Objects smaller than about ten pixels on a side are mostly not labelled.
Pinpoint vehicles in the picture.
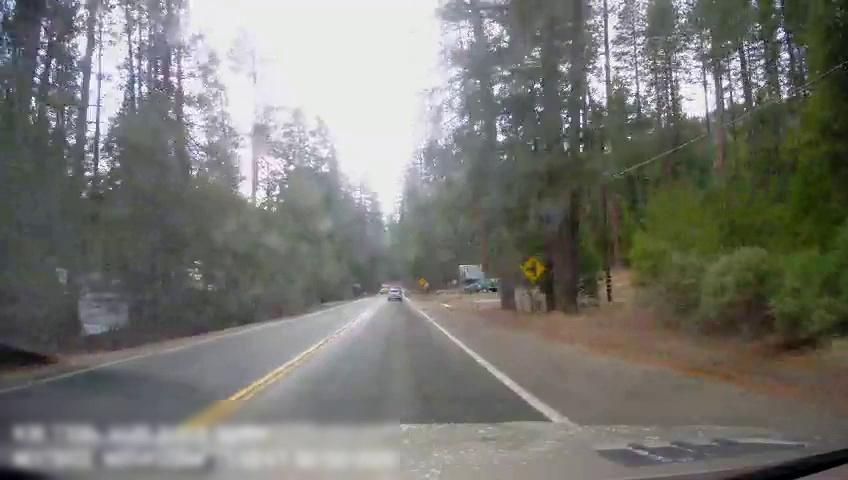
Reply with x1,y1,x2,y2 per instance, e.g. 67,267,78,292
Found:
464,278,498,295
379,284,390,295
387,287,402,301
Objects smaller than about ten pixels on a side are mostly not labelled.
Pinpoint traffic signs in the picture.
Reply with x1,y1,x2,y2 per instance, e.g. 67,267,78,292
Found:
520,254,547,283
